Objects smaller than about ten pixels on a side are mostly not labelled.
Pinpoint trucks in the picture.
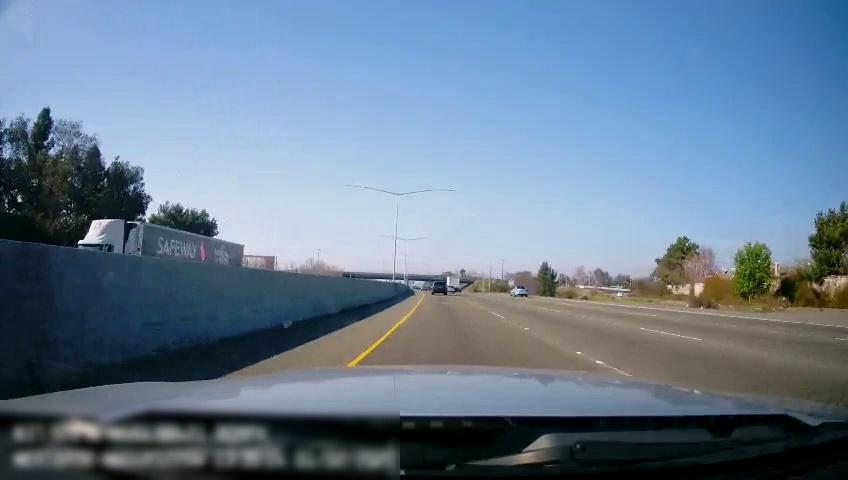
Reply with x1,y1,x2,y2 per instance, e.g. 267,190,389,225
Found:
77,219,244,275
447,278,460,292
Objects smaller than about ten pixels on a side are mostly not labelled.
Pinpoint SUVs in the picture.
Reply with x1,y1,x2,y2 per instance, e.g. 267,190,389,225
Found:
431,281,448,295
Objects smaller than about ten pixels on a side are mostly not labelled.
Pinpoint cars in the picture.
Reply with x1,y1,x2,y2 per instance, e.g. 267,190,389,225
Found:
510,285,528,297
